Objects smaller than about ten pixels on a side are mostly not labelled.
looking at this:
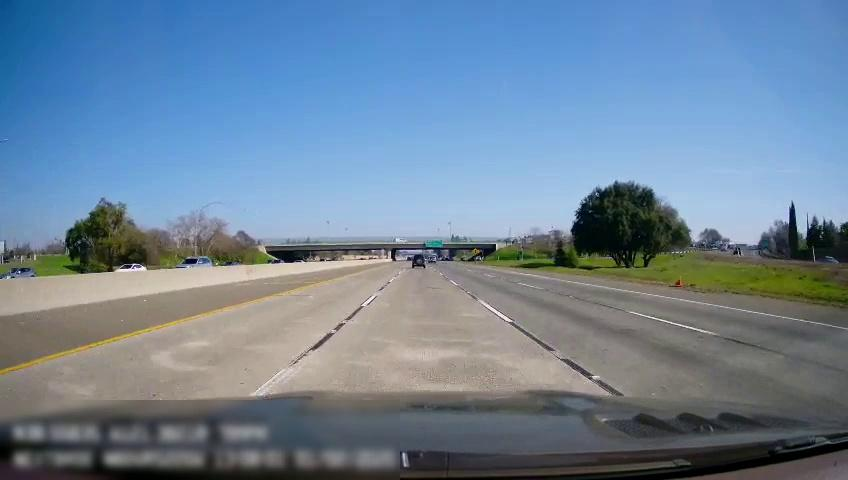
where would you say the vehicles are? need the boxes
[411,255,426,268]
[0,267,35,280]
[114,263,147,272]
[175,256,213,269]
[224,261,241,266]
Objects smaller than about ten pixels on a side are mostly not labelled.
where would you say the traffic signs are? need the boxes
[425,239,444,248]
